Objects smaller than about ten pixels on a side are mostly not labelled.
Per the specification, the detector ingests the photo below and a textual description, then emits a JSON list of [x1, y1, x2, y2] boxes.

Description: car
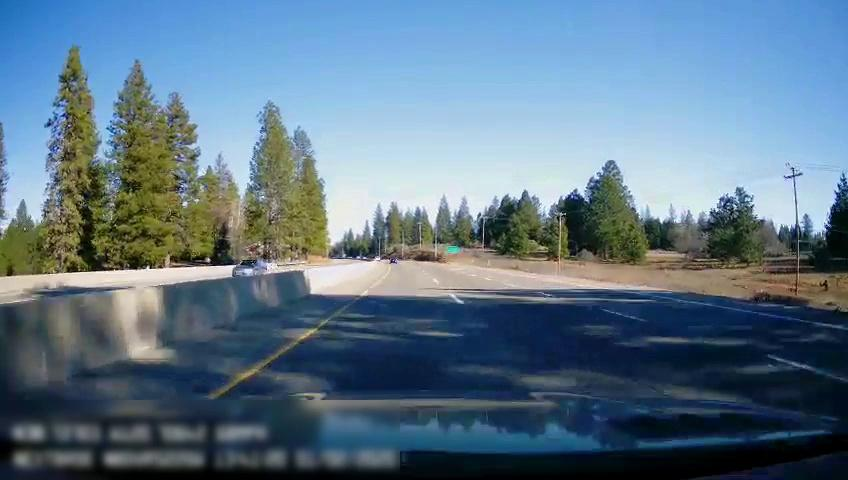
[[231, 257, 269, 278]]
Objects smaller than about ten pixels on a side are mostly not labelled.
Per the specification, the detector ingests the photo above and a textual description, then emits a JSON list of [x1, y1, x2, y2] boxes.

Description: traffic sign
[[447, 244, 461, 254]]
